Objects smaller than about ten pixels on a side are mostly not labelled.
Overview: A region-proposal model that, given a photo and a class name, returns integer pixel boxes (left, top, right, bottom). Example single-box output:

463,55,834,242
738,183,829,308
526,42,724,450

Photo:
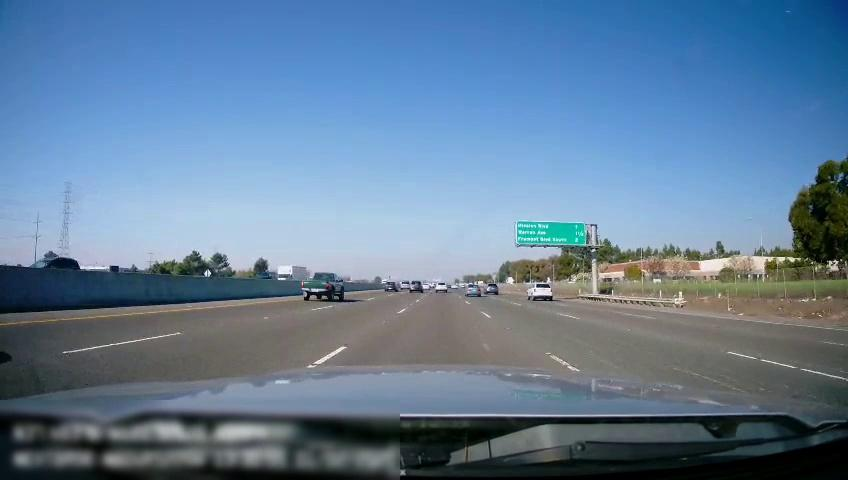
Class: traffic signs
514,220,588,248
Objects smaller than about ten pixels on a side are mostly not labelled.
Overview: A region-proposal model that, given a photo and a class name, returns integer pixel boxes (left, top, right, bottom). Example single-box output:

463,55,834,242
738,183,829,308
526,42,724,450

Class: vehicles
28,256,81,270
483,283,499,295
384,281,398,292
276,264,308,281
464,284,482,297
408,280,423,293
302,271,346,302
255,271,275,281
399,281,412,290
435,283,448,293
527,282,553,302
